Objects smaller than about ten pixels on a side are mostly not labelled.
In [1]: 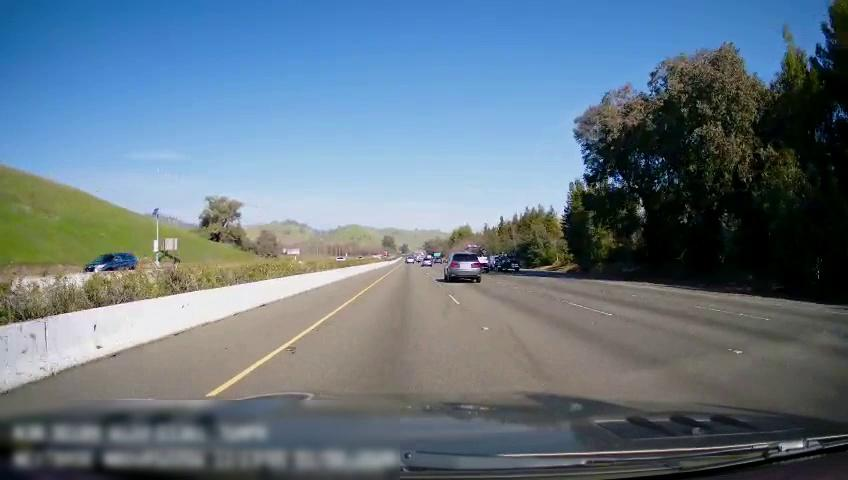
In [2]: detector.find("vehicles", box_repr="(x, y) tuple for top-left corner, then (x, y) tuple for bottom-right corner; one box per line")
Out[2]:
(80, 252), (139, 274)
(421, 256), (434, 268)
(467, 245), (490, 274)
(443, 252), (482, 283)
(494, 251), (520, 273)
(486, 255), (502, 271)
